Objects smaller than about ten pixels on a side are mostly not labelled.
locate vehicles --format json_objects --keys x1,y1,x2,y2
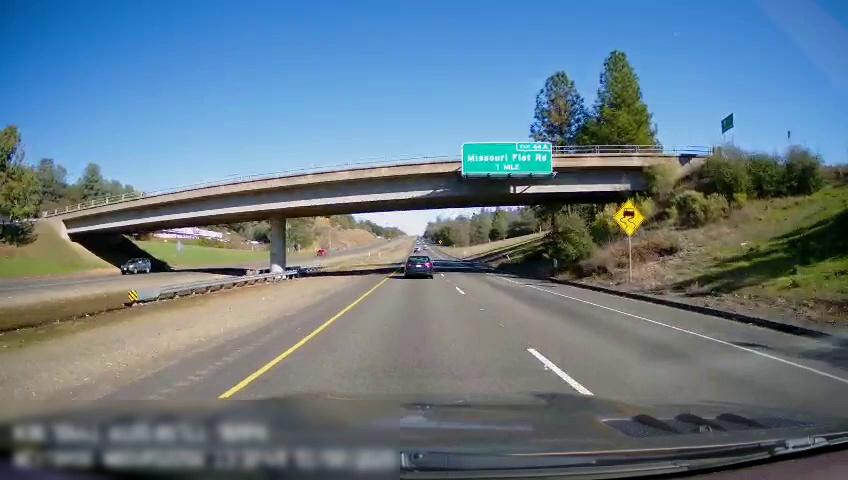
[
  {"x1": 317, "y1": 248, "x2": 328, "y2": 256},
  {"x1": 120, "y1": 257, "x2": 153, "y2": 274},
  {"x1": 404, "y1": 255, "x2": 433, "y2": 278}
]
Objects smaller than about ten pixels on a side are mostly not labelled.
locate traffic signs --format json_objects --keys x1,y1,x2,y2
[
  {"x1": 461, "y1": 142, "x2": 553, "y2": 177},
  {"x1": 613, "y1": 200, "x2": 647, "y2": 236},
  {"x1": 127, "y1": 288, "x2": 138, "y2": 302}
]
